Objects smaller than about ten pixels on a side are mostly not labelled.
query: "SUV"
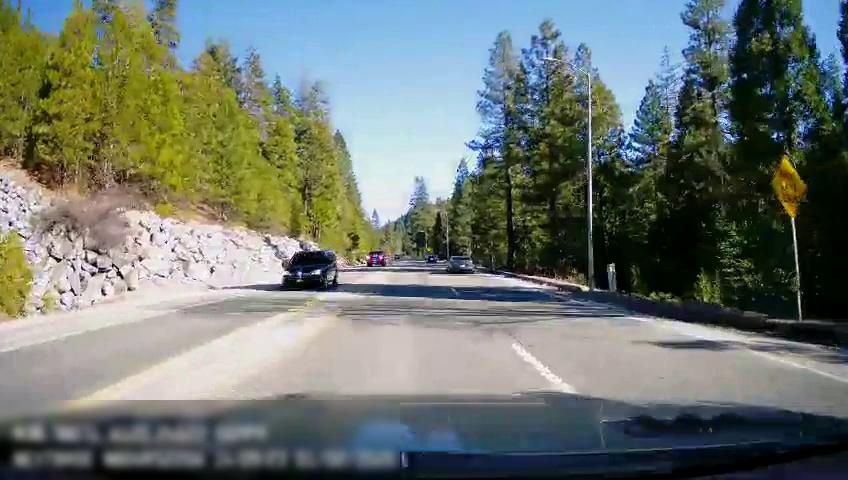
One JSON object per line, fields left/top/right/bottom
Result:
{"left": 281, "top": 251, "right": 338, "bottom": 291}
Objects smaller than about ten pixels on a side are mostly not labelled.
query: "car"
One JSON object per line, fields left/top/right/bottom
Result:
{"left": 447, "top": 256, "right": 472, "bottom": 274}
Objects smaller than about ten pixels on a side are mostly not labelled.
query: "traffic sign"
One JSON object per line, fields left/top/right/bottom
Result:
{"left": 771, "top": 156, "right": 805, "bottom": 216}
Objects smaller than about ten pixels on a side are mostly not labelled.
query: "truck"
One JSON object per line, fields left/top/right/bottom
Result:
{"left": 365, "top": 251, "right": 385, "bottom": 268}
